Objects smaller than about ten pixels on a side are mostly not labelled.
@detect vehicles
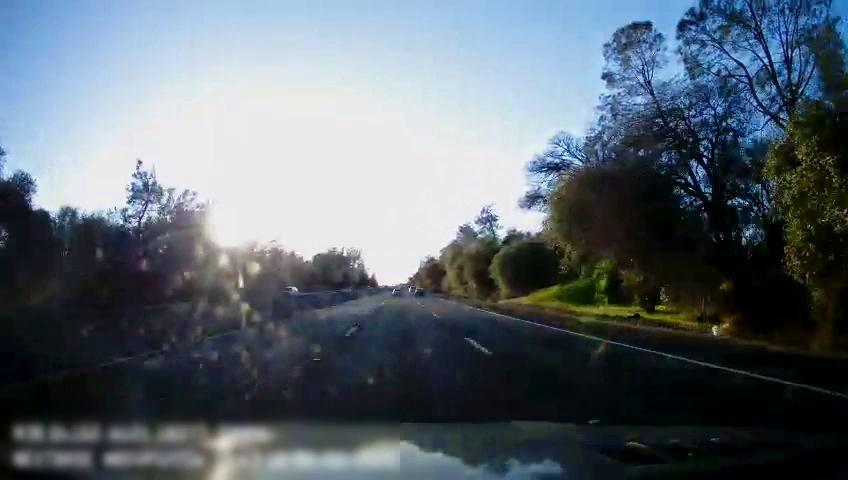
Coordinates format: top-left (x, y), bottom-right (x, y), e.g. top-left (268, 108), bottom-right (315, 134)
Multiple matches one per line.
top-left (281, 287), bottom-right (300, 296)
top-left (413, 288), bottom-right (424, 298)
top-left (391, 287), bottom-right (404, 297)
